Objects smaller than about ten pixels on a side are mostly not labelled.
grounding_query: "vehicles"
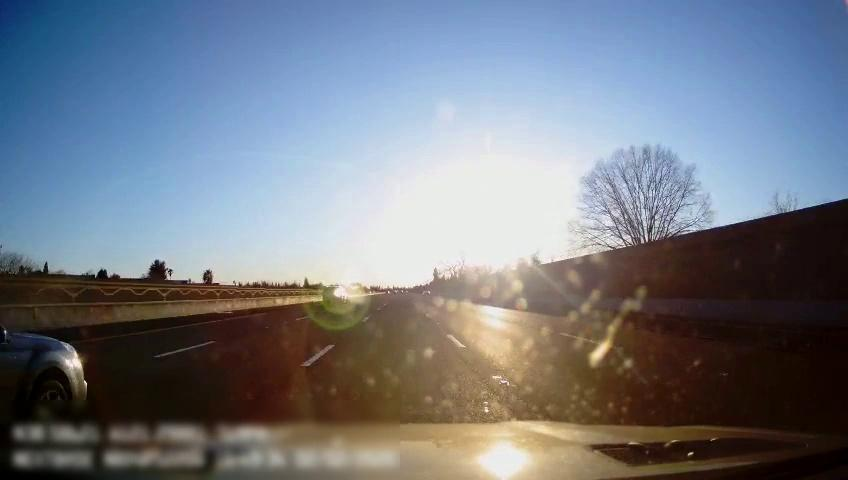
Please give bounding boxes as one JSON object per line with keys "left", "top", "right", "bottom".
{"left": 0, "top": 322, "right": 88, "bottom": 437}
{"left": 322, "top": 286, "right": 350, "bottom": 308}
